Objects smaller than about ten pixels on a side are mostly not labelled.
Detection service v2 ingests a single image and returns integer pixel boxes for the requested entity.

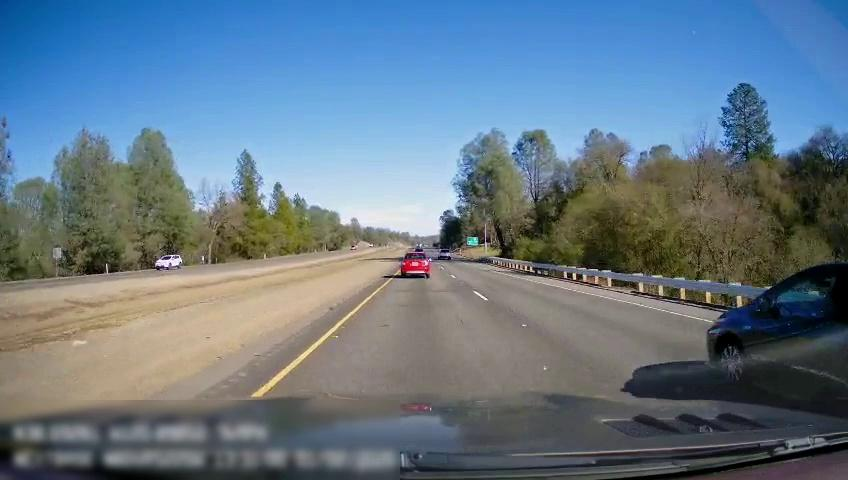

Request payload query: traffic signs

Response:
[466,237,479,246]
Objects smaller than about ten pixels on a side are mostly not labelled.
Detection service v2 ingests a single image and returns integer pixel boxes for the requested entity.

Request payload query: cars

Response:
[399,251,431,277]
[704,262,848,388]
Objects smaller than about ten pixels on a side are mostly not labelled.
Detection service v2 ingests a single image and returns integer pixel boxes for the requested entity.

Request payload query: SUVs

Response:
[155,255,184,270]
[437,249,451,260]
